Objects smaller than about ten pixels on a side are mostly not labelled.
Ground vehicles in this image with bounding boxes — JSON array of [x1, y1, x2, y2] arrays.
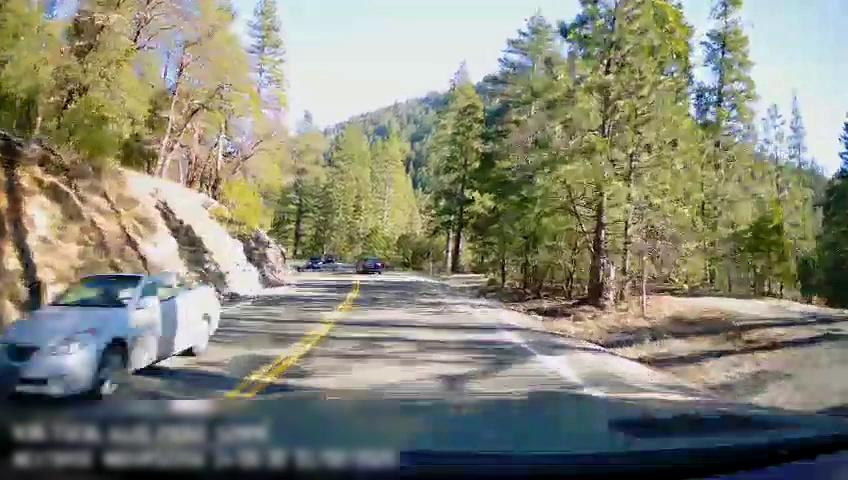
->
[[322, 254, 335, 265], [0, 271, 222, 406], [355, 256, 384, 275], [303, 255, 321, 271]]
